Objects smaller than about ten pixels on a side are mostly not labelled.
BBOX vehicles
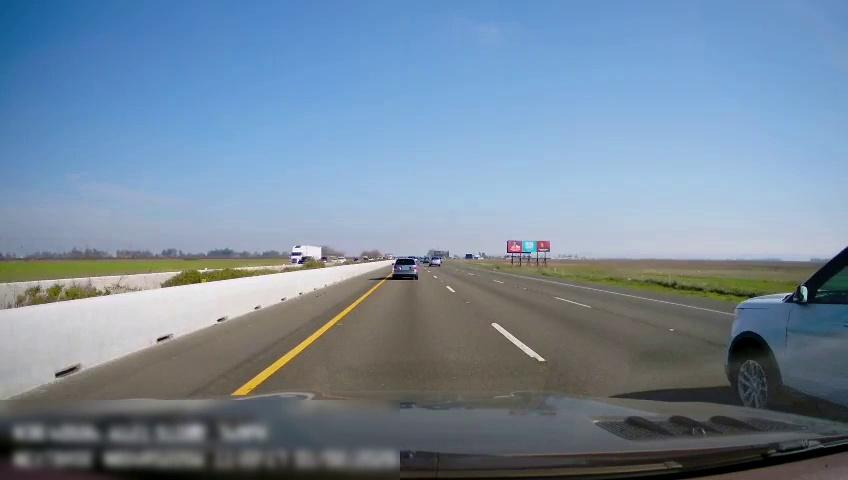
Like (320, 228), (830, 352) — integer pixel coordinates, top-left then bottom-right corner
(297, 255), (317, 265)
(288, 245), (322, 265)
(428, 255), (441, 267)
(333, 256), (347, 264)
(391, 257), (418, 280)
(723, 245), (848, 425)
